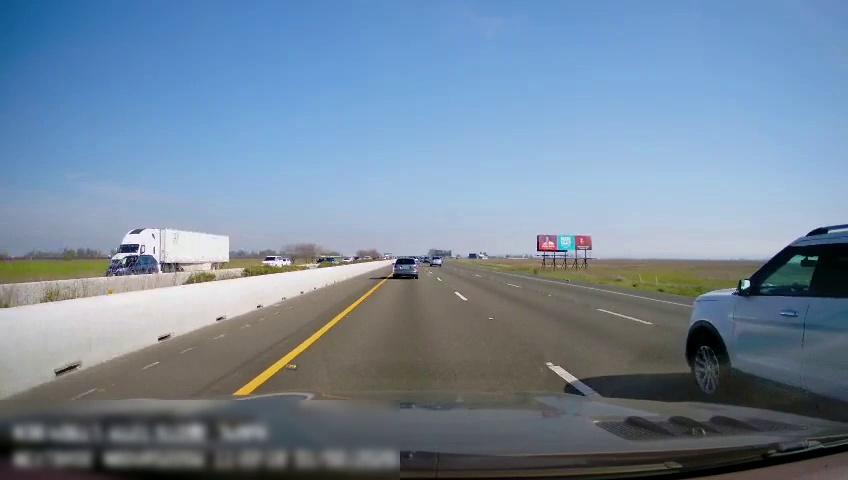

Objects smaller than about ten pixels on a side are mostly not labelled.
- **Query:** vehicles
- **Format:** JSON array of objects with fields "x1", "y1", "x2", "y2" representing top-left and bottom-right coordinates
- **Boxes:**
[
  {"x1": 110, "y1": 227, "x2": 230, "y2": 273},
  {"x1": 282, "y1": 257, "x2": 292, "y2": 267},
  {"x1": 104, "y1": 253, "x2": 160, "y2": 279},
  {"x1": 261, "y1": 255, "x2": 284, "y2": 267},
  {"x1": 392, "y1": 257, "x2": 419, "y2": 280},
  {"x1": 429, "y1": 255, "x2": 442, "y2": 267},
  {"x1": 683, "y1": 223, "x2": 848, "y2": 410},
  {"x1": 322, "y1": 257, "x2": 337, "y2": 263}
]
